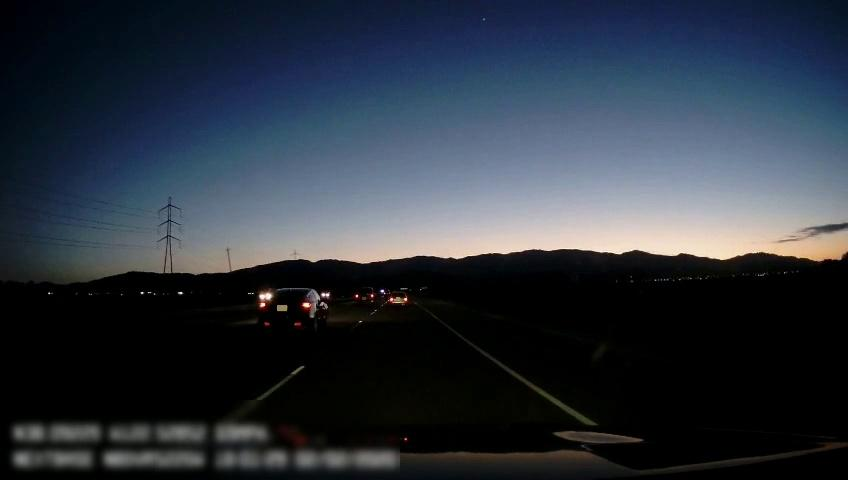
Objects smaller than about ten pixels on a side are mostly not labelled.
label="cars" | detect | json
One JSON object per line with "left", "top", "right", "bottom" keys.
{"left": 354, "top": 287, "right": 377, "bottom": 302}
{"left": 258, "top": 287, "right": 327, "bottom": 329}
{"left": 389, "top": 290, "right": 408, "bottom": 305}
